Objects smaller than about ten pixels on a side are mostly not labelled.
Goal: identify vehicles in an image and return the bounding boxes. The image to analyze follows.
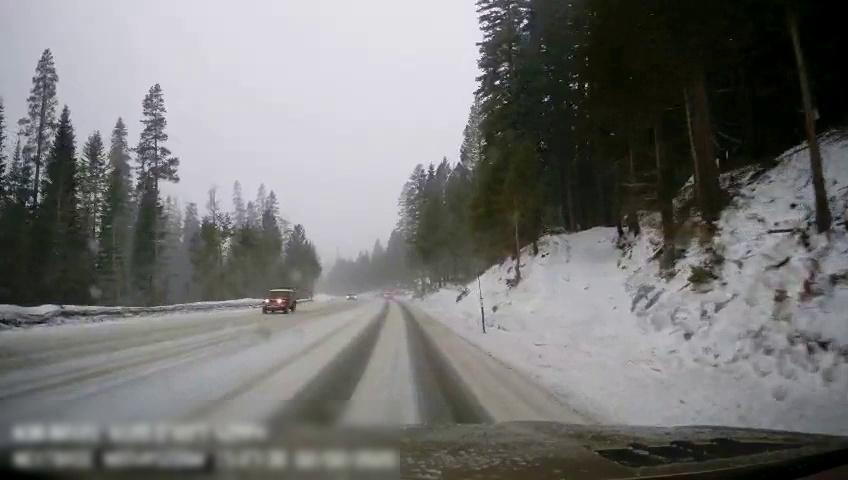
[345,293,358,301]
[261,288,297,315]
[383,291,394,300]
